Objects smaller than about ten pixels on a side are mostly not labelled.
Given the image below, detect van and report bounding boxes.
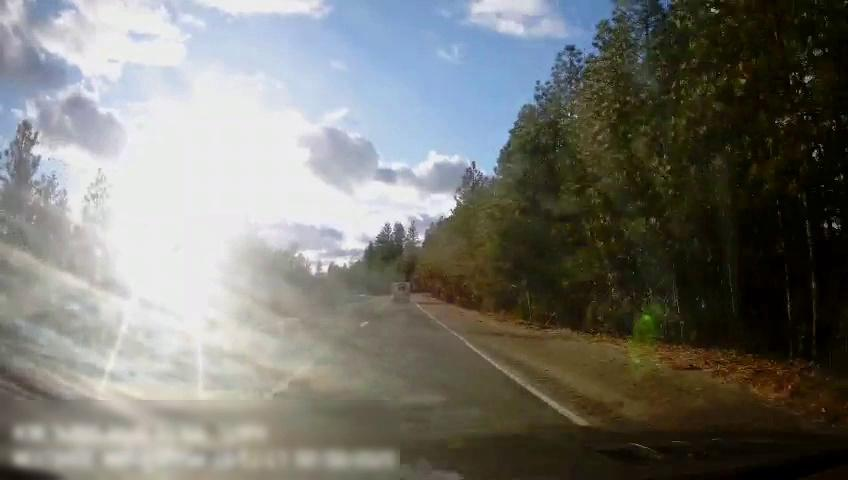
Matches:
[390,281,410,303]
